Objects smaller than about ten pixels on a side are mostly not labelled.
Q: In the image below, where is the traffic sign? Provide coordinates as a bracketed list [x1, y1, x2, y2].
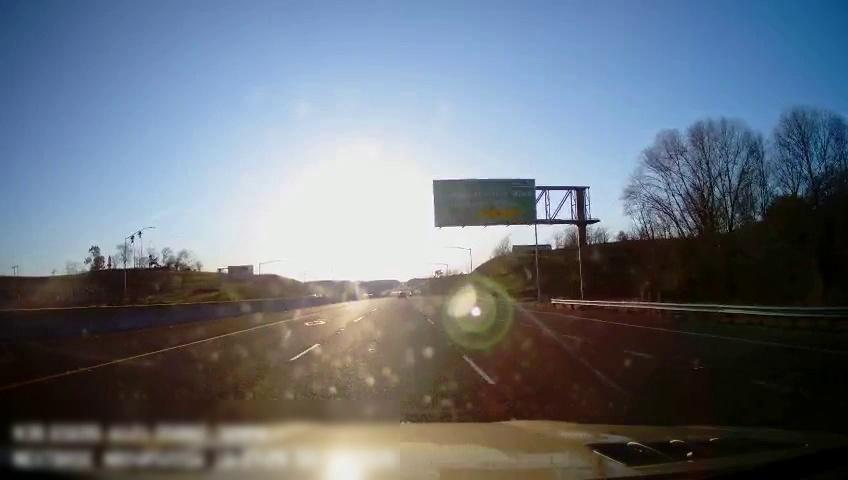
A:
[432, 177, 537, 228]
